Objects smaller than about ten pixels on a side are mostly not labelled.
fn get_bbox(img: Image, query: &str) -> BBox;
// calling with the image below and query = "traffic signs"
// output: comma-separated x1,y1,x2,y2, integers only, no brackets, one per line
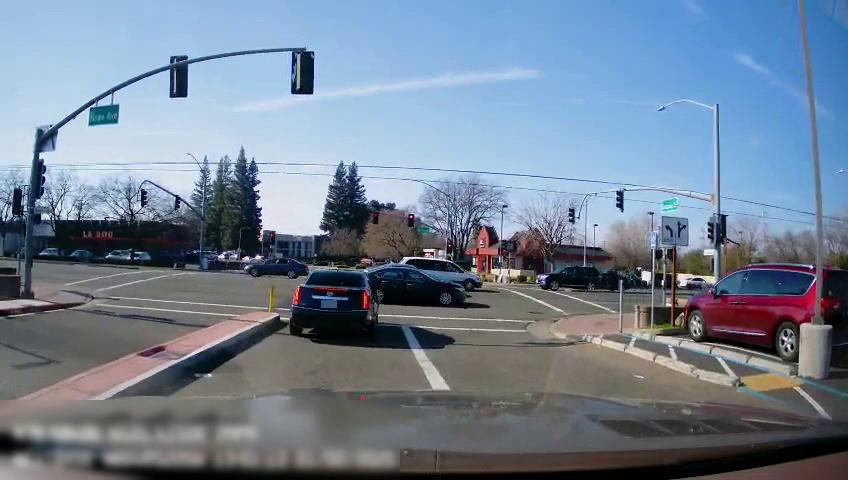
651,231,656,249
661,215,689,246
660,198,681,212
417,226,429,232
88,104,121,126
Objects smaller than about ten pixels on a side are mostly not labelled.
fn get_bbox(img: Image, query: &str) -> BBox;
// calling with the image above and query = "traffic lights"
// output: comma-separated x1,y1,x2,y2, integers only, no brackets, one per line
168,55,189,99
706,221,714,242
290,50,315,95
615,190,624,211
140,189,148,208
373,213,379,225
12,188,23,215
174,196,180,210
408,214,415,228
31,159,46,198
719,214,728,240
446,240,453,253
501,240,507,252
568,207,575,225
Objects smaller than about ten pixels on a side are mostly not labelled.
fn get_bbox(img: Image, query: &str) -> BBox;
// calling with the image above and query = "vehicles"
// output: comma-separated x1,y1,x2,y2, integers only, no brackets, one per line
246,257,309,279
39,248,60,258
399,256,483,292
592,272,630,290
70,250,90,259
536,265,601,291
374,263,419,271
683,264,848,362
367,267,465,308
128,252,151,261
104,250,131,261
289,270,381,339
